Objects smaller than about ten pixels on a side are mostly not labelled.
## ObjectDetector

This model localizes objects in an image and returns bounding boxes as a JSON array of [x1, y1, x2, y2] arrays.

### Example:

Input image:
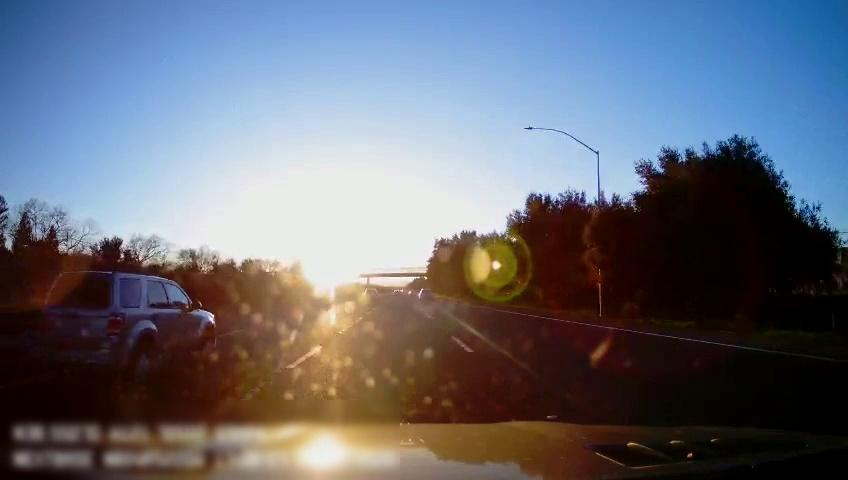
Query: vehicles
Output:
[[42, 269, 218, 396], [363, 288, 379, 301], [418, 288, 435, 302]]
